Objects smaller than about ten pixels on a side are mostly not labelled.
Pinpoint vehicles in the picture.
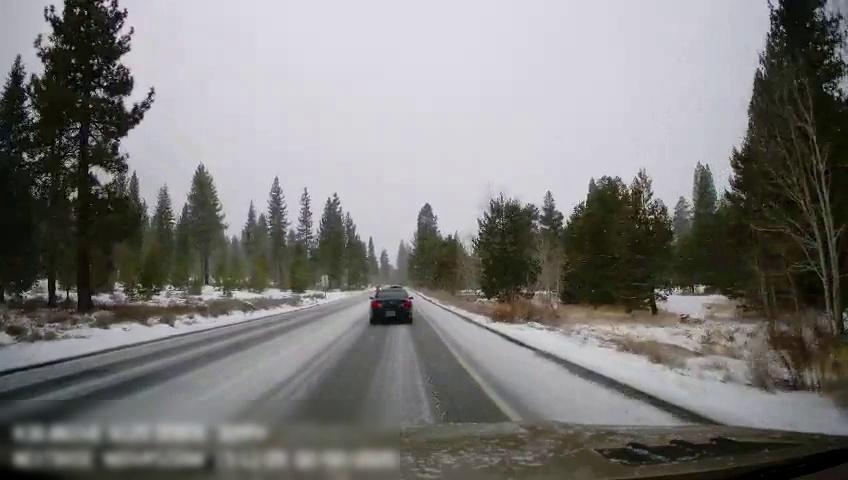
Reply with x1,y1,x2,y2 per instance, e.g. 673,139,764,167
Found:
369,289,414,324
388,285,402,290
